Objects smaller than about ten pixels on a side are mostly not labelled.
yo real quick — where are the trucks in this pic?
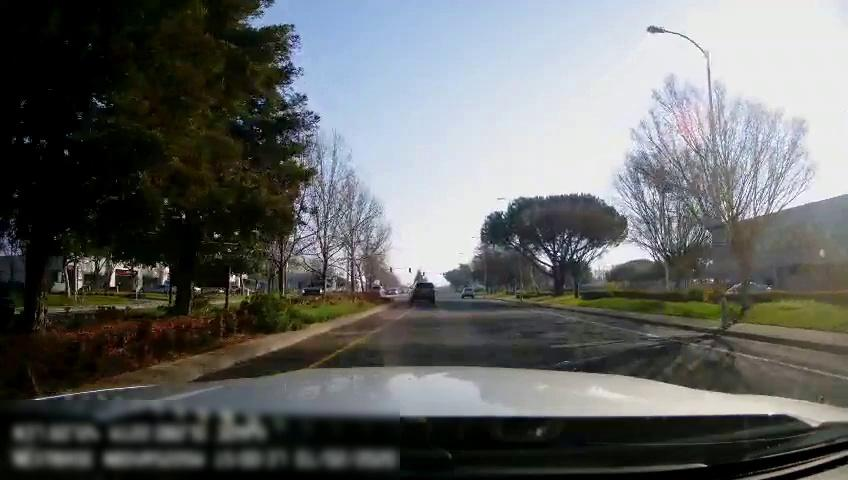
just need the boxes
[299,277,342,296]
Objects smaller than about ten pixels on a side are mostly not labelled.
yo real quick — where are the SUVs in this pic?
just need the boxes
[413,282,436,305]
[460,287,475,299]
